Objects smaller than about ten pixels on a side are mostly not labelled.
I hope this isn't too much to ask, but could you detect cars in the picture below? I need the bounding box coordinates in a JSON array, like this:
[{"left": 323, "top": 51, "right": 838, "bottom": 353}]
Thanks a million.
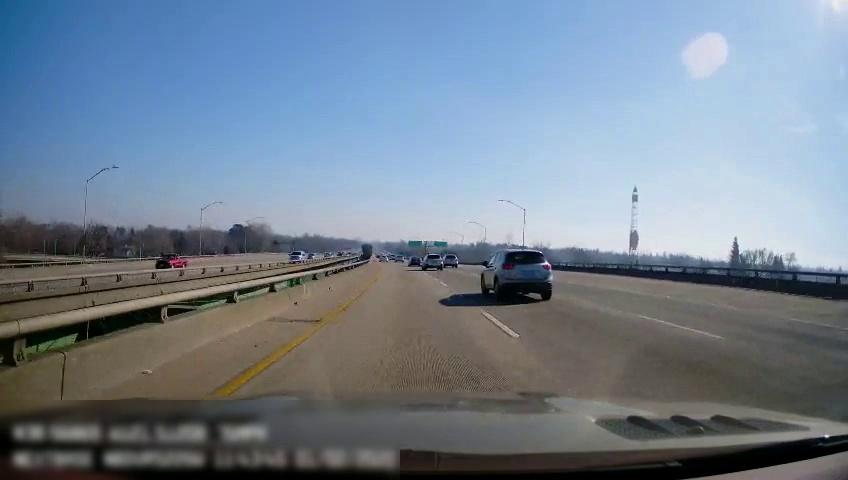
[{"left": 407, "top": 256, "right": 422, "bottom": 267}]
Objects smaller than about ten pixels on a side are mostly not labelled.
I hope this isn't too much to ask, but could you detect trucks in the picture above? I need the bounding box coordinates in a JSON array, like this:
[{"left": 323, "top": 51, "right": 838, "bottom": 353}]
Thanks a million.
[
  {"left": 288, "top": 249, "right": 310, "bottom": 264},
  {"left": 155, "top": 253, "right": 189, "bottom": 270}
]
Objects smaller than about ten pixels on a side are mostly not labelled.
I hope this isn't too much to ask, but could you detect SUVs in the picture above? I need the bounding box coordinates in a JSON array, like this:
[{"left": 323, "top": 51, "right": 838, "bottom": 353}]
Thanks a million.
[
  {"left": 422, "top": 254, "right": 443, "bottom": 272},
  {"left": 480, "top": 248, "right": 553, "bottom": 301},
  {"left": 440, "top": 254, "right": 460, "bottom": 268}
]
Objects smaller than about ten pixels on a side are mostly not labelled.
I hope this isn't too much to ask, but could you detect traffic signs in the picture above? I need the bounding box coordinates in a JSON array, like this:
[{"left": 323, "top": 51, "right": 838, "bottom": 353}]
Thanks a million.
[
  {"left": 433, "top": 241, "right": 448, "bottom": 248},
  {"left": 407, "top": 240, "right": 423, "bottom": 248}
]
